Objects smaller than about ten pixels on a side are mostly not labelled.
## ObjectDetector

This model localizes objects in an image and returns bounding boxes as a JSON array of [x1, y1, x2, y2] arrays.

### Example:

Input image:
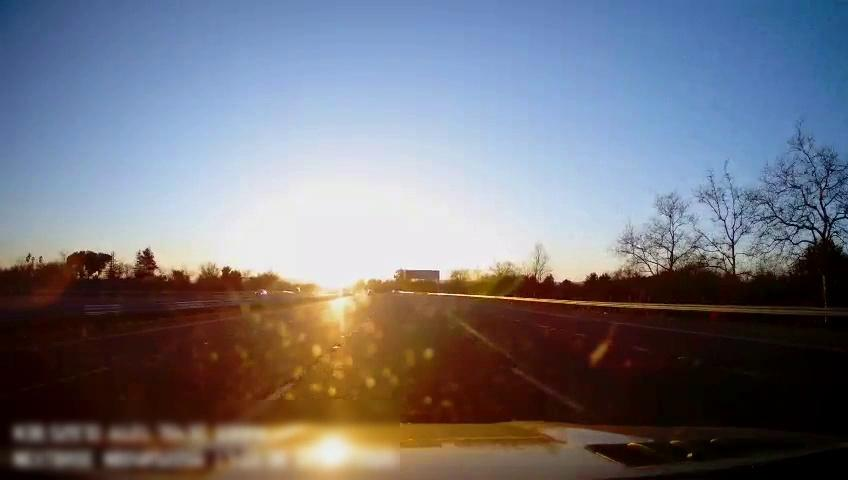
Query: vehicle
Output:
[[254, 289, 267, 297]]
